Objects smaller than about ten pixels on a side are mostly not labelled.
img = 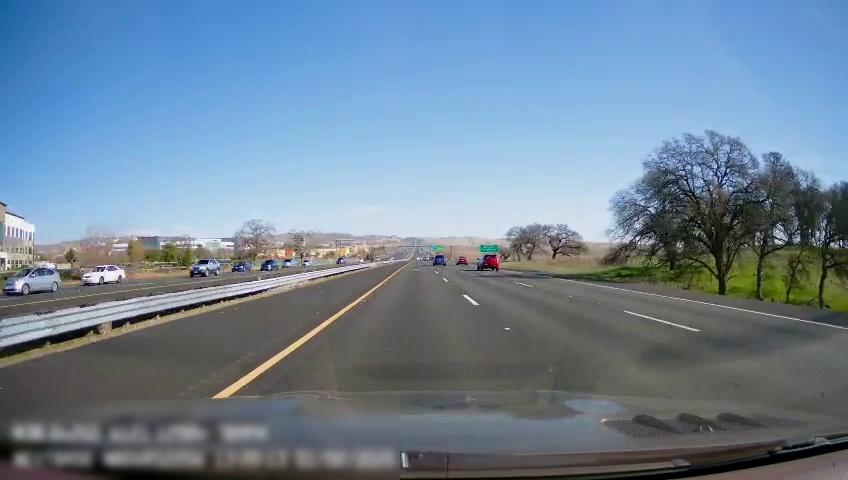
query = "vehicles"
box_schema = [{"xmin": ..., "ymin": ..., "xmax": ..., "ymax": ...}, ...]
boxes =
[
  {"xmin": 189, "ymin": 259, "xmax": 222, "ymax": 278},
  {"xmin": 2, "ymin": 268, "xmax": 60, "ymax": 296},
  {"xmin": 81, "ymin": 265, "xmax": 125, "ymax": 286},
  {"xmin": 455, "ymin": 256, "xmax": 469, "ymax": 266},
  {"xmin": 281, "ymin": 259, "xmax": 298, "ymax": 269},
  {"xmin": 301, "ymin": 259, "xmax": 313, "ymax": 268},
  {"xmin": 259, "ymin": 259, "xmax": 280, "ymax": 272},
  {"xmin": 231, "ymin": 261, "xmax": 251, "ymax": 273},
  {"xmin": 476, "ymin": 253, "xmax": 500, "ymax": 272},
  {"xmin": 433, "ymin": 255, "xmax": 447, "ymax": 267},
  {"xmin": 336, "ymin": 257, "xmax": 346, "ymax": 265}
]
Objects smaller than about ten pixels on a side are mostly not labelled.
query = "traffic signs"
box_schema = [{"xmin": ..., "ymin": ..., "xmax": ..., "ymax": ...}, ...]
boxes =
[{"xmin": 480, "ymin": 244, "xmax": 500, "ymax": 252}]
